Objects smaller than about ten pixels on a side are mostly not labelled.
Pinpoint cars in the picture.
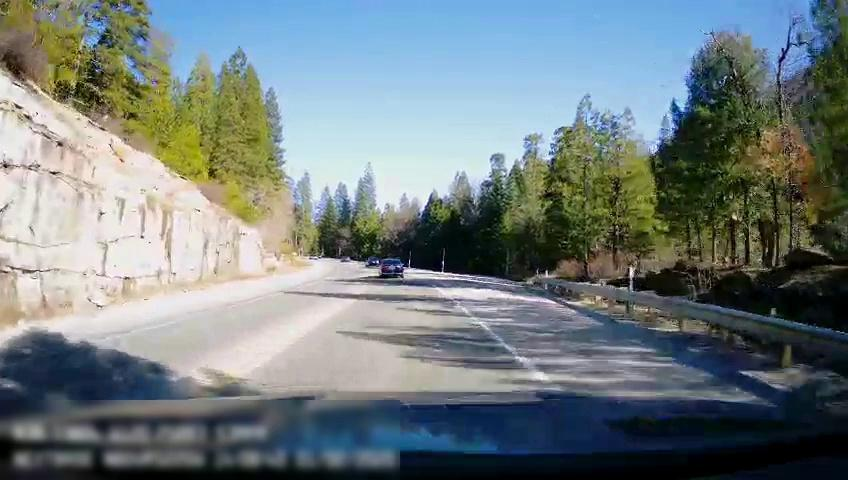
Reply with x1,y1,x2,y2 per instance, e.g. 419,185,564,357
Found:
365,256,380,268
380,257,404,278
